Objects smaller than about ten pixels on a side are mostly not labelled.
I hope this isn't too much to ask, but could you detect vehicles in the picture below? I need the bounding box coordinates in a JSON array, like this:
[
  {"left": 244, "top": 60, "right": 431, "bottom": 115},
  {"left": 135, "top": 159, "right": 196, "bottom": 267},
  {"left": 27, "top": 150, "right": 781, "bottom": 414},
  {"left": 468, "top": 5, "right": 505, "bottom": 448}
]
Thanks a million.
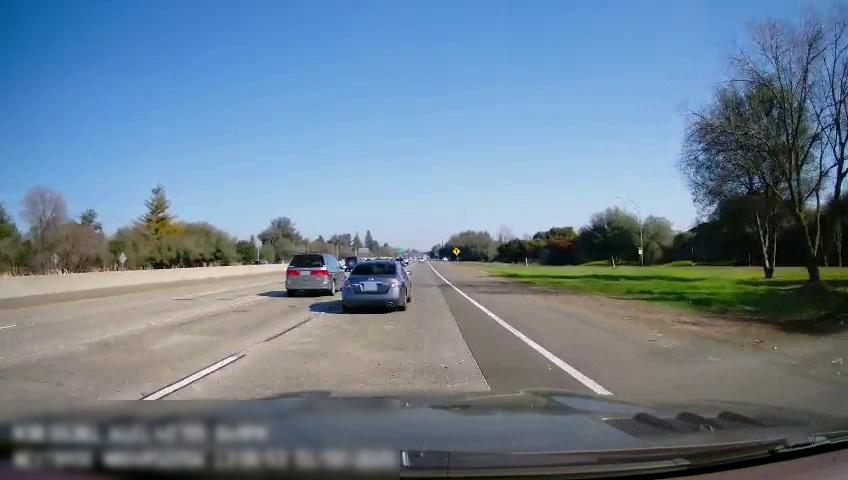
[
  {"left": 341, "top": 261, "right": 412, "bottom": 313},
  {"left": 285, "top": 254, "right": 346, "bottom": 298},
  {"left": 344, "top": 256, "right": 361, "bottom": 272}
]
